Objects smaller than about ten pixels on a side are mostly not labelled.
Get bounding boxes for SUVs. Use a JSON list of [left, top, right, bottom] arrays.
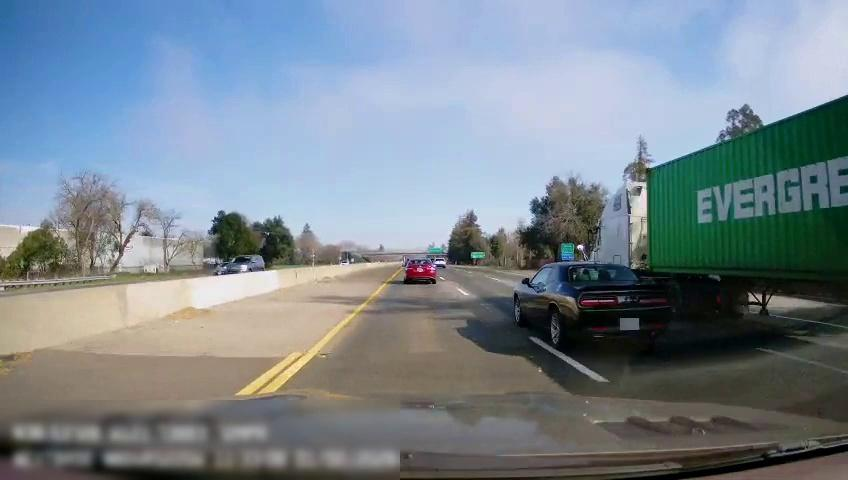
[[222, 254, 266, 275]]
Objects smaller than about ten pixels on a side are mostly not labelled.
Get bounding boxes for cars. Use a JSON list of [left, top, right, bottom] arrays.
[[512, 260, 676, 354], [404, 260, 437, 284]]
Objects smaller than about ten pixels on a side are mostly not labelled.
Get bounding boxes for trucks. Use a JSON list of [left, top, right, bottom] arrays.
[[581, 94, 848, 318]]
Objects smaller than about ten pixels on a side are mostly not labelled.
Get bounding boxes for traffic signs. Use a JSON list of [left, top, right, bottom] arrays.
[[559, 242, 575, 262]]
